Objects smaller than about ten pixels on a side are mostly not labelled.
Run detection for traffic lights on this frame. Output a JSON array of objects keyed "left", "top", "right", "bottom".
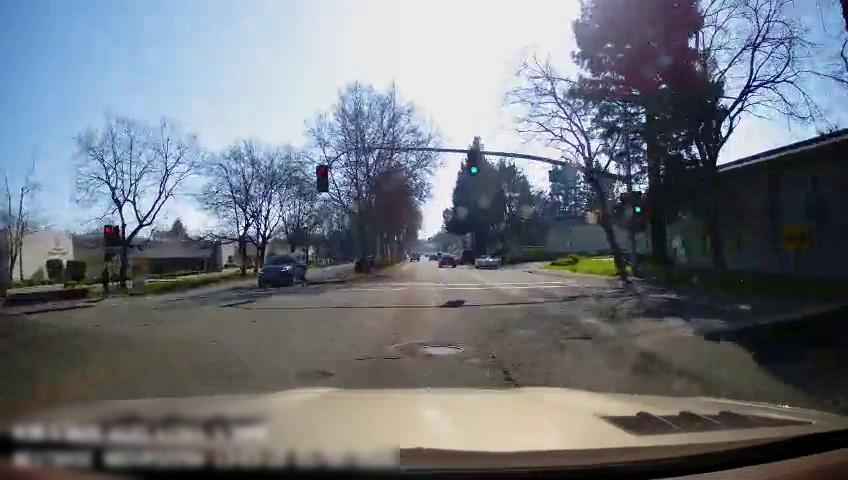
[
  {"left": 314, "top": 163, "right": 330, "bottom": 194},
  {"left": 467, "top": 149, "right": 481, "bottom": 176},
  {"left": 102, "top": 224, "right": 115, "bottom": 252},
  {"left": 633, "top": 203, "right": 644, "bottom": 226}
]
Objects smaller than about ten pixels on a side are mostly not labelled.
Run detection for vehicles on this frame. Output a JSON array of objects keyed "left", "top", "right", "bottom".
[
  {"left": 258, "top": 252, "right": 308, "bottom": 289},
  {"left": 438, "top": 252, "right": 457, "bottom": 268},
  {"left": 474, "top": 253, "right": 498, "bottom": 269},
  {"left": 410, "top": 253, "right": 421, "bottom": 262}
]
